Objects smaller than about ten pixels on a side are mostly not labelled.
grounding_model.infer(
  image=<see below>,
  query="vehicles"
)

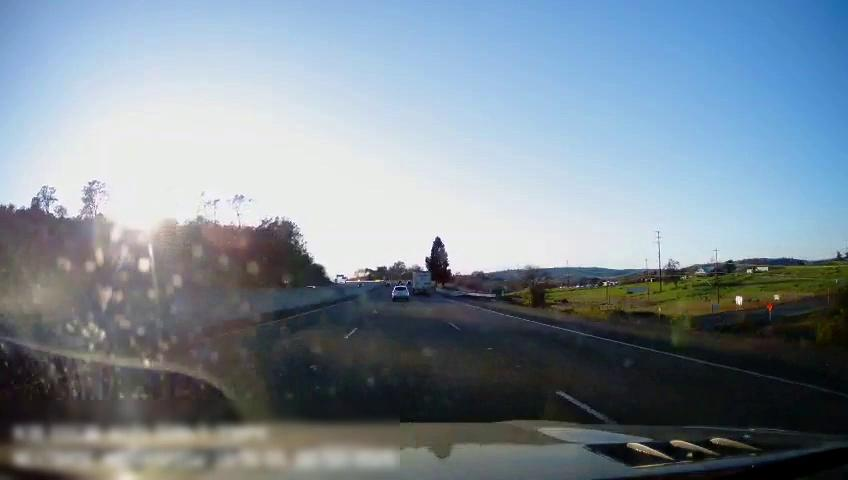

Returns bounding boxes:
[391,285,410,302]
[412,271,432,295]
